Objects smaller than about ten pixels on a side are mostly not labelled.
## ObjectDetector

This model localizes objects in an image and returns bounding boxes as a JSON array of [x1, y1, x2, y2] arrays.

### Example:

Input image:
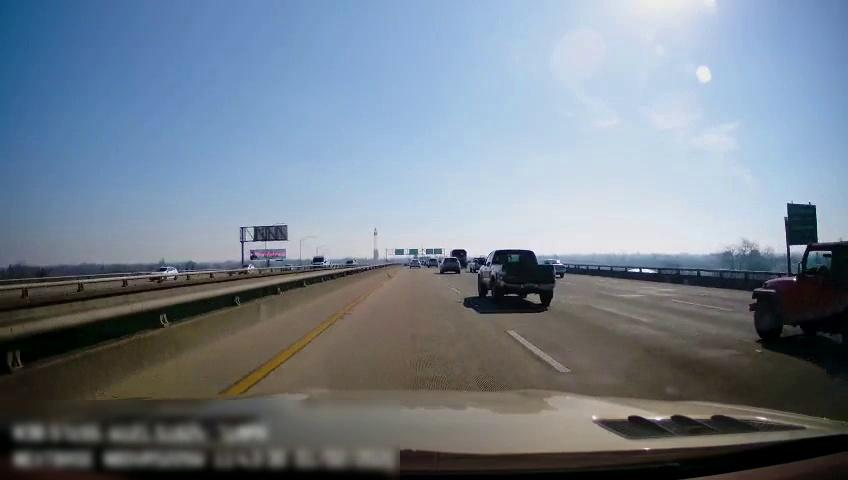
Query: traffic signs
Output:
[[786, 202, 819, 246], [394, 248, 405, 256], [408, 248, 419, 256]]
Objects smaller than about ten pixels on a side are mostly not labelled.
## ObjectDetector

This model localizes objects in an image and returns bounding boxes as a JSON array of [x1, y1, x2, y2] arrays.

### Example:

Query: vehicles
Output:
[[747, 241, 848, 348], [477, 248, 557, 308], [311, 255, 331, 269], [469, 254, 488, 273], [346, 259, 359, 268], [438, 256, 461, 274], [281, 263, 295, 271], [427, 258, 439, 269], [238, 263, 256, 275], [409, 259, 421, 269], [542, 259, 566, 279], [450, 248, 469, 268], [148, 266, 179, 284]]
